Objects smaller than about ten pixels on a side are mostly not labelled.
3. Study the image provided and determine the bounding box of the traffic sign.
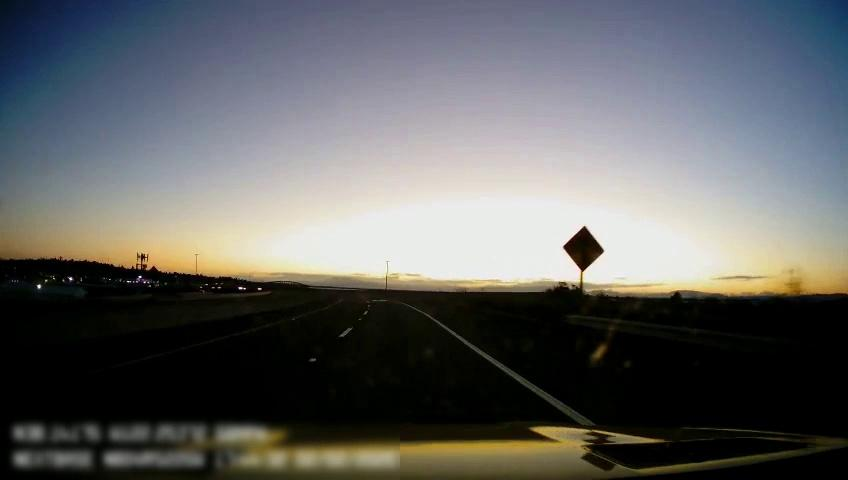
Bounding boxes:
[562,225,604,273]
